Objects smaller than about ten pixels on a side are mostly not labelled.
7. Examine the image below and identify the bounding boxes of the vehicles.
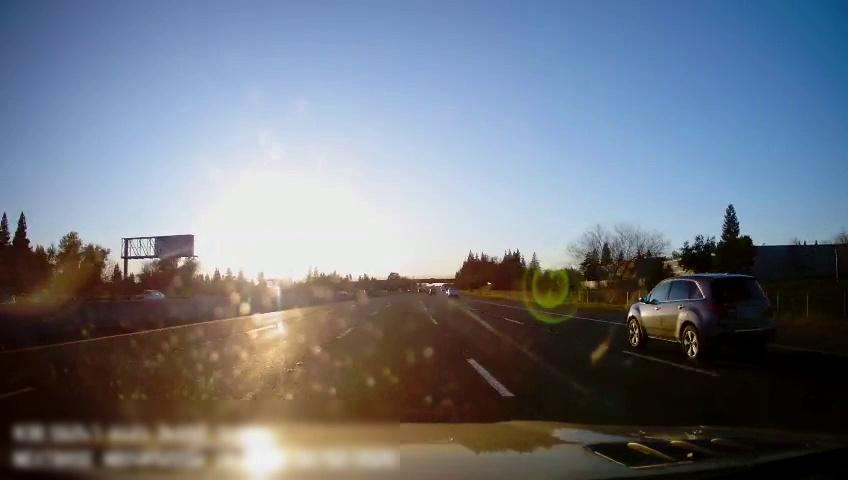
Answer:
[624,272,778,361]
[130,289,166,301]
[447,287,460,299]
